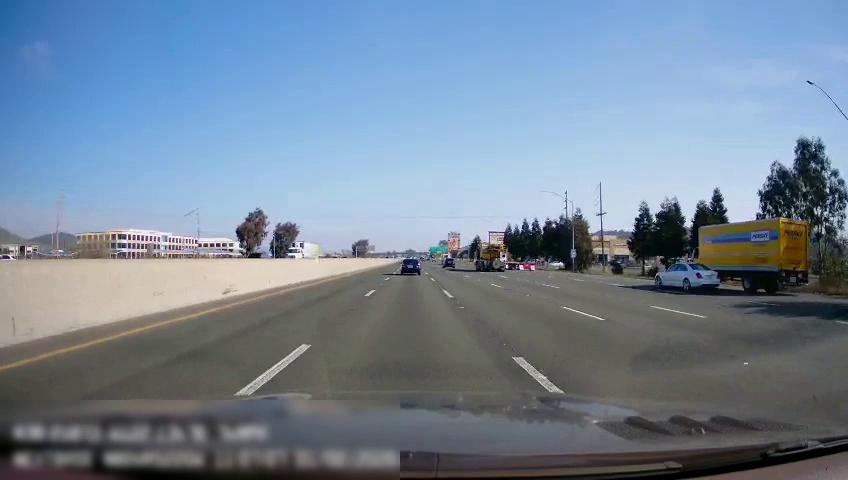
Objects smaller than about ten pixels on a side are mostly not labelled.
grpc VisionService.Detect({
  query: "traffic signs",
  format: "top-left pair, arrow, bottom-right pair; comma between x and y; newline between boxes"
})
429,245 -> 449,253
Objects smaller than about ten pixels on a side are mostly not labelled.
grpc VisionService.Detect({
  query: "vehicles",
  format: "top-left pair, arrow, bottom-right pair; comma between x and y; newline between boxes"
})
500,253 -> 538,271
653,262 -> 721,295
474,243 -> 505,272
442,259 -> 456,269
286,240 -> 321,259
400,259 -> 420,275
685,218 -> 809,296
